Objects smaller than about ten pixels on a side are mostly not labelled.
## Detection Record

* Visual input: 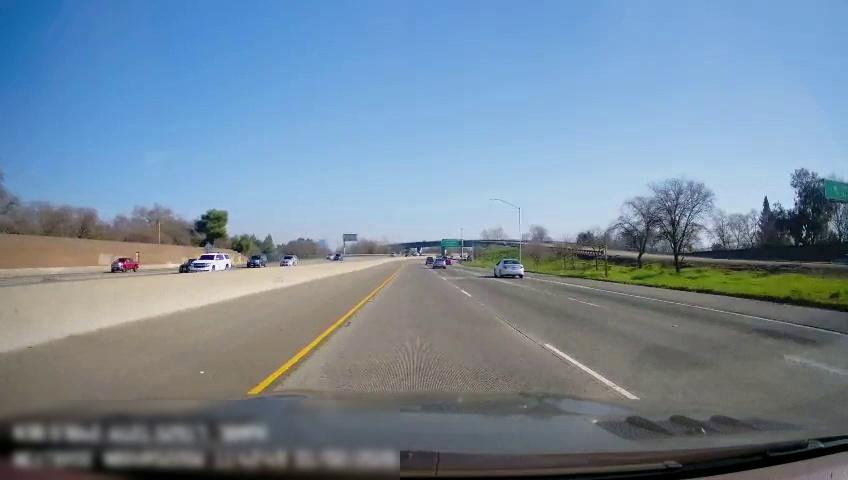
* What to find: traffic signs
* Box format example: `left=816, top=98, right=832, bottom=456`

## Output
left=822, top=178, right=848, bottom=200
left=344, top=234, right=358, bottom=241
left=440, top=238, right=459, bottom=248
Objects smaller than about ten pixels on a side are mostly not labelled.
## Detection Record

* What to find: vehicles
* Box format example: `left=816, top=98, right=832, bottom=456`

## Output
left=178, top=259, right=197, bottom=273
left=280, top=255, right=299, bottom=268
left=333, top=253, right=344, bottom=263
left=433, top=259, right=446, bottom=269
left=188, top=253, right=233, bottom=274
left=494, top=259, right=524, bottom=278
left=111, top=256, right=144, bottom=272
left=247, top=254, right=268, bottom=268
